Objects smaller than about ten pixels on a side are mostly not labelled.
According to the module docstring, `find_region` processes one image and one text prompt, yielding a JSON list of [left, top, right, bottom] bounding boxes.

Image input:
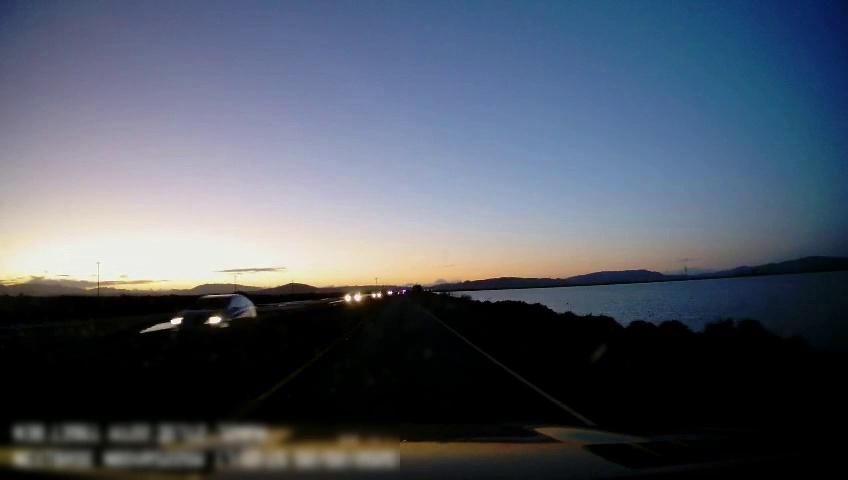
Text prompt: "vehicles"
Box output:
[[370, 291, 384, 301], [181, 294, 258, 334], [345, 292, 364, 305]]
